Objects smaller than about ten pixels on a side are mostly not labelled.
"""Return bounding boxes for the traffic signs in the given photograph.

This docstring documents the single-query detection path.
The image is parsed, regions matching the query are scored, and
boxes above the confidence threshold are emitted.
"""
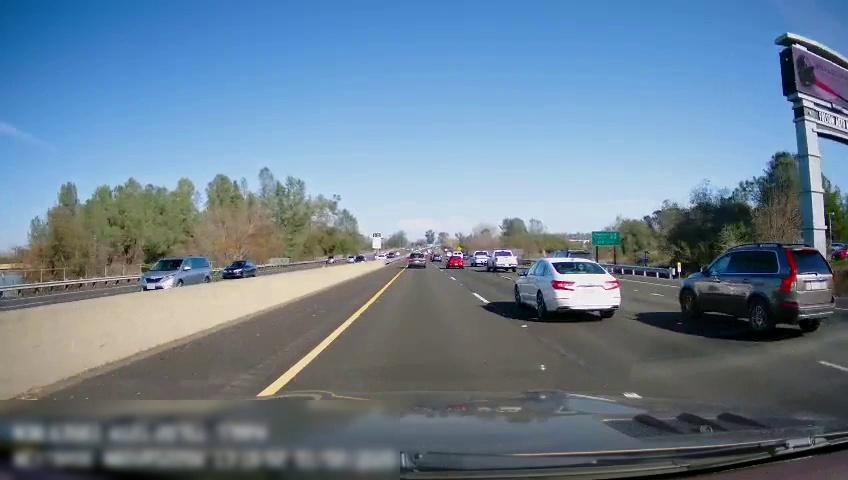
[591,230,620,247]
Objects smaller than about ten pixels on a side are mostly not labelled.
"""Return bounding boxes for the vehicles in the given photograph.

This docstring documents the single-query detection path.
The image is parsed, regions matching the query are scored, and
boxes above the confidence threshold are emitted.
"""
[470,251,492,267]
[446,256,465,270]
[546,248,598,279]
[221,259,258,279]
[139,256,213,292]
[487,250,518,272]
[408,253,426,268]
[513,256,621,322]
[676,242,839,340]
